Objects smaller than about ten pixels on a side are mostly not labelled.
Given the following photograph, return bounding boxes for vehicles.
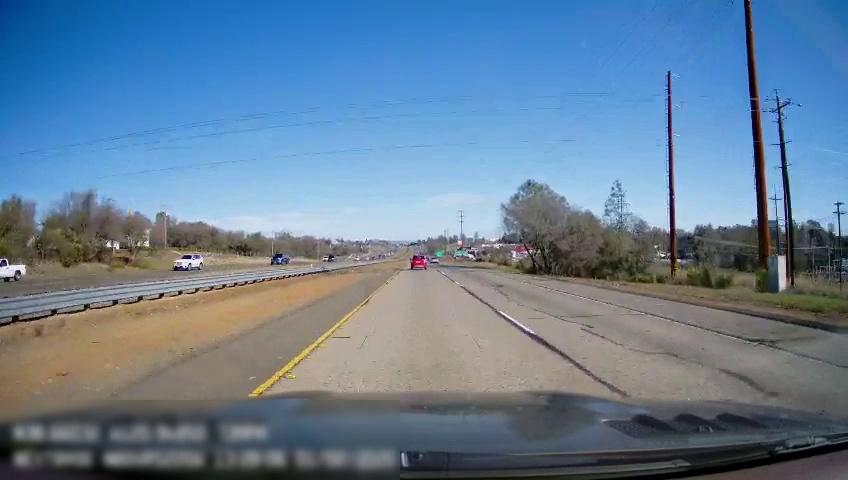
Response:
[0,258,27,283]
[430,257,439,264]
[173,253,206,271]
[271,253,291,265]
[409,254,428,271]
[327,255,337,263]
